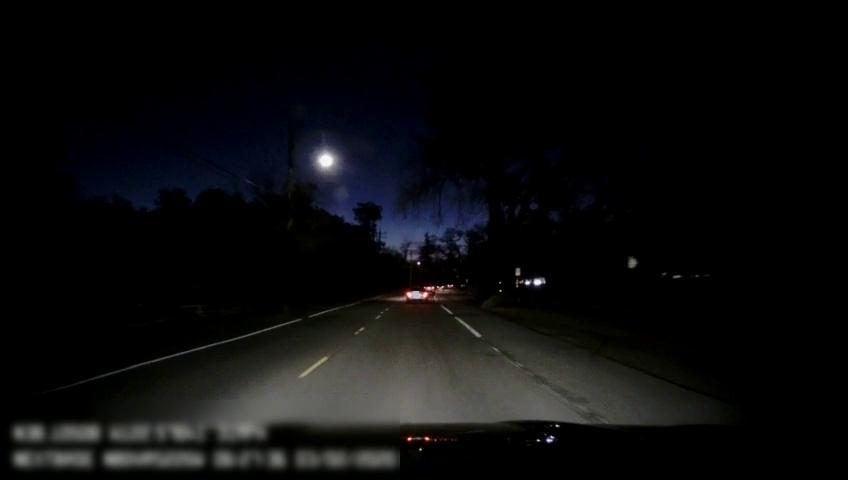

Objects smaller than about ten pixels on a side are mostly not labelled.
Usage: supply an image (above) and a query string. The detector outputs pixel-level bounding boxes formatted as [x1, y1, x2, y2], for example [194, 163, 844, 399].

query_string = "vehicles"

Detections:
[426, 284, 435, 297]
[405, 284, 430, 304]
